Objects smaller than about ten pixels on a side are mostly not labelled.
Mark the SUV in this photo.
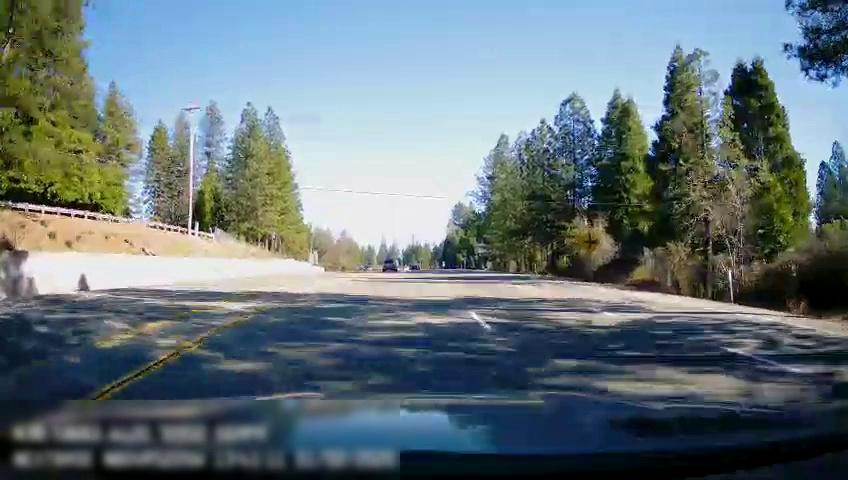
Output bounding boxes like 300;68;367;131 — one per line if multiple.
382;258;399;273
